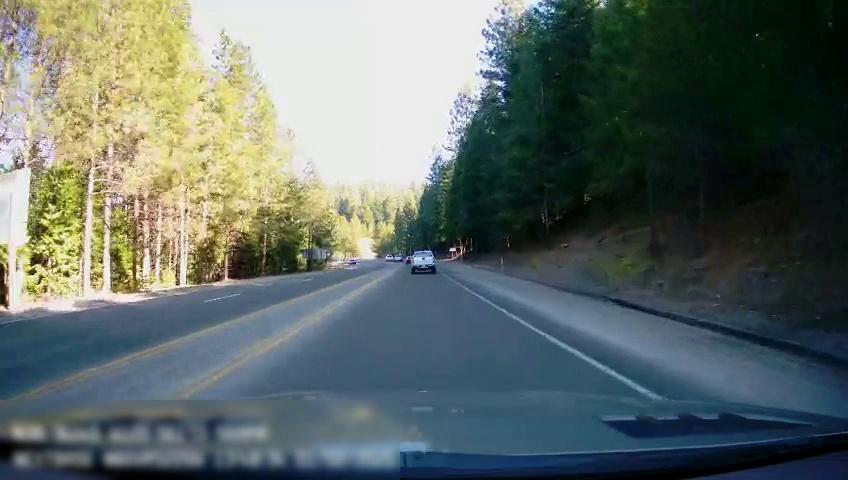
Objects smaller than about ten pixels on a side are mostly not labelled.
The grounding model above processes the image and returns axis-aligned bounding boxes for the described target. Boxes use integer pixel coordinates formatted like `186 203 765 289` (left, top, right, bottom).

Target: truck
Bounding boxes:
410 250 437 275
